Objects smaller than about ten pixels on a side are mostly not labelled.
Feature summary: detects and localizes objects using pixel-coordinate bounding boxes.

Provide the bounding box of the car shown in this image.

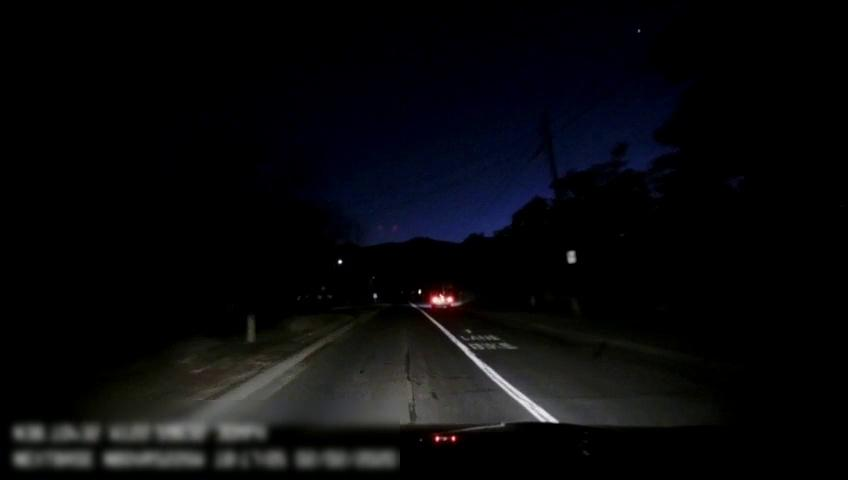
[431,291,455,309]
